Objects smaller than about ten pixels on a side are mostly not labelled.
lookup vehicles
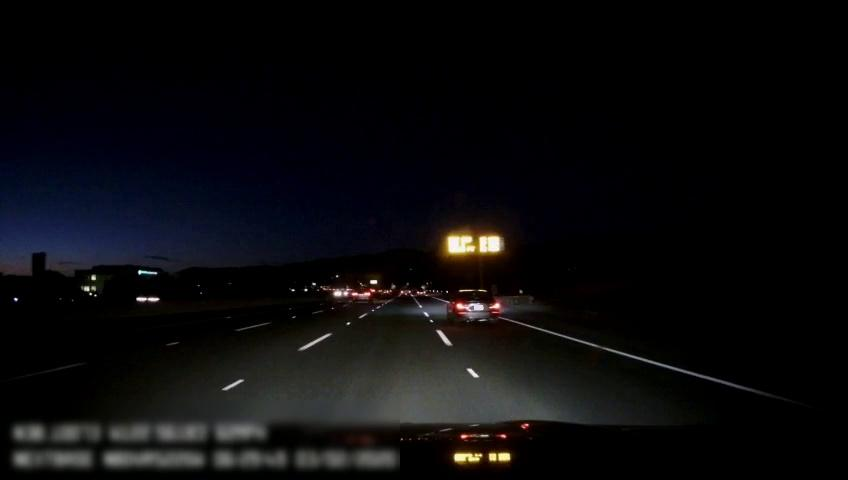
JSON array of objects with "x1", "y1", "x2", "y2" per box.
[
  {"x1": 446, "y1": 288, "x2": 501, "y2": 323},
  {"x1": 345, "y1": 278, "x2": 377, "y2": 303}
]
